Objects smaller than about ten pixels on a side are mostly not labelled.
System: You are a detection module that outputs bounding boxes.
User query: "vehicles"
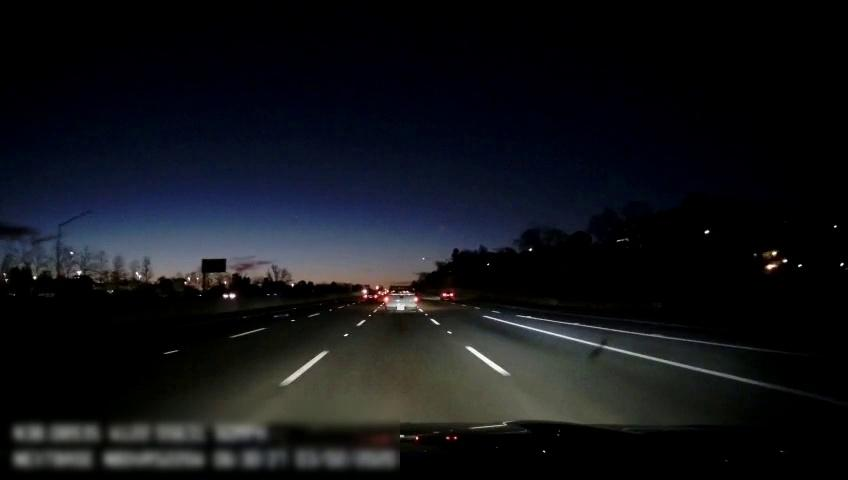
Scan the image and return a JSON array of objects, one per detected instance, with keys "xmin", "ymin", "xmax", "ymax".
[
  {"xmin": 439, "ymin": 290, "xmax": 454, "ymax": 302},
  {"xmin": 383, "ymin": 288, "xmax": 420, "ymax": 316},
  {"xmin": 221, "ymin": 291, "xmax": 238, "ymax": 301},
  {"xmin": 361, "ymin": 289, "xmax": 381, "ymax": 303}
]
